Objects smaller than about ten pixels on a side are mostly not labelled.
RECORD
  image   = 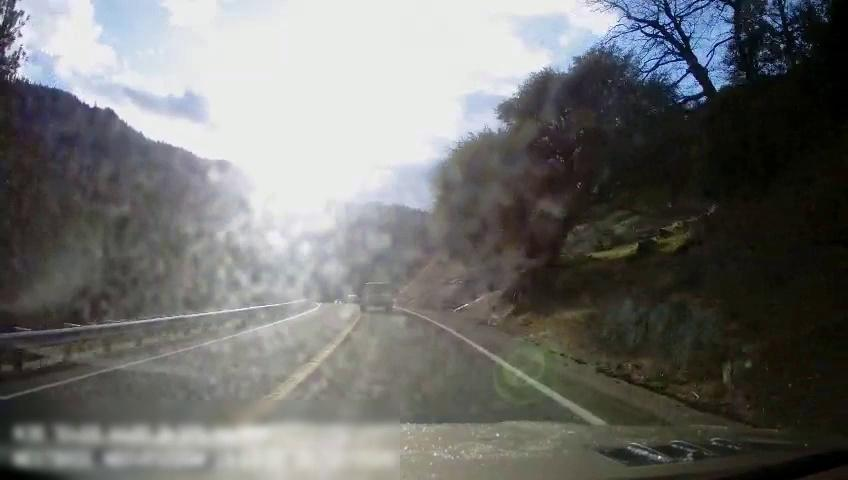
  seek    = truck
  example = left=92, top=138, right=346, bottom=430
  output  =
left=359, top=282, right=392, bottom=312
